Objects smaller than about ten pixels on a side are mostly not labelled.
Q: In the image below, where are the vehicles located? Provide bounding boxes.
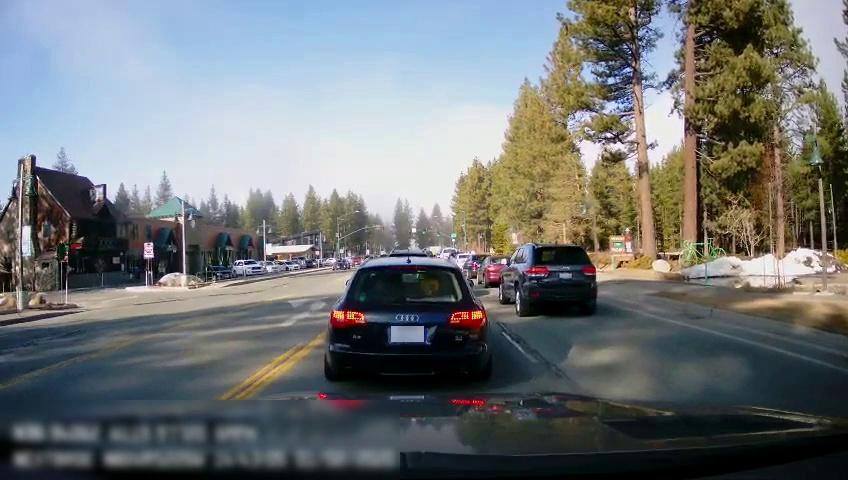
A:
[205,263,233,281]
[333,259,351,273]
[499,244,598,317]
[325,256,492,385]
[454,254,473,269]
[390,251,430,258]
[462,254,490,288]
[232,258,265,275]
[477,256,510,288]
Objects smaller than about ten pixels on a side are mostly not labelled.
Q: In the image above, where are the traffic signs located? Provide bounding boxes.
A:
[143,241,155,259]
